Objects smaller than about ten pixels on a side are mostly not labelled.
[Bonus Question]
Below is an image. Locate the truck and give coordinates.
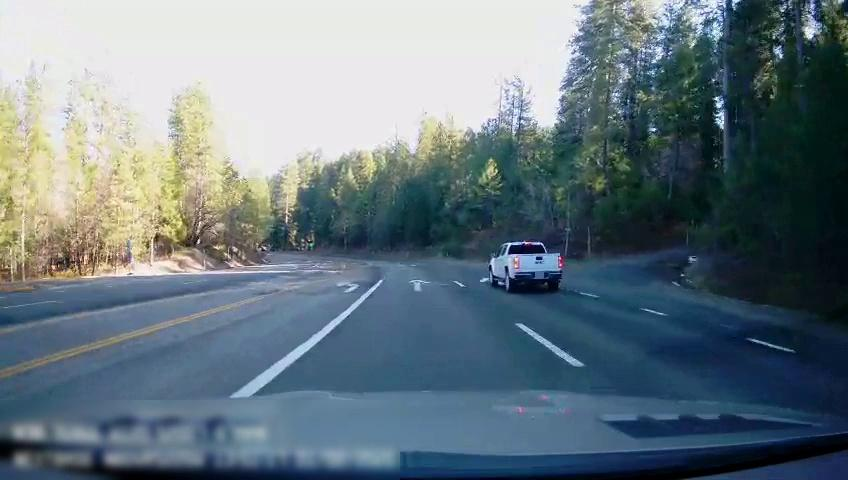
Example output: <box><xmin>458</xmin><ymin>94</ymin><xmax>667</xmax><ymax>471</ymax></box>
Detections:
<box><xmin>487</xmin><ymin>241</ymin><xmax>564</xmax><ymax>293</ymax></box>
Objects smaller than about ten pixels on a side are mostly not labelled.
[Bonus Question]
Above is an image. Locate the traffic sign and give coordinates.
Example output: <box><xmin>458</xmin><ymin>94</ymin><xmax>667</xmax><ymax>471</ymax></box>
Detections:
<box><xmin>305</xmin><ymin>241</ymin><xmax>316</xmax><ymax>248</ymax></box>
